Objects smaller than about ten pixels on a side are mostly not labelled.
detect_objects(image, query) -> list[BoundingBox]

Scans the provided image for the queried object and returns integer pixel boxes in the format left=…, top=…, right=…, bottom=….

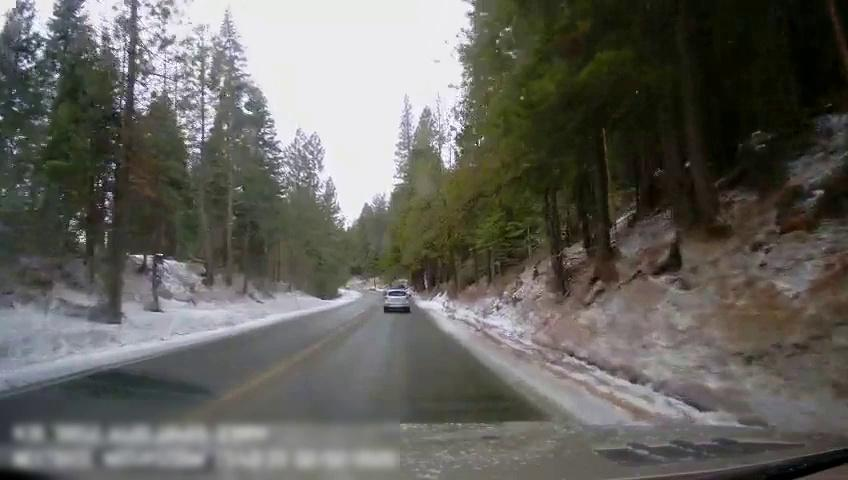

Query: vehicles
left=391, top=286, right=407, bottom=290
left=384, top=289, right=412, bottom=313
